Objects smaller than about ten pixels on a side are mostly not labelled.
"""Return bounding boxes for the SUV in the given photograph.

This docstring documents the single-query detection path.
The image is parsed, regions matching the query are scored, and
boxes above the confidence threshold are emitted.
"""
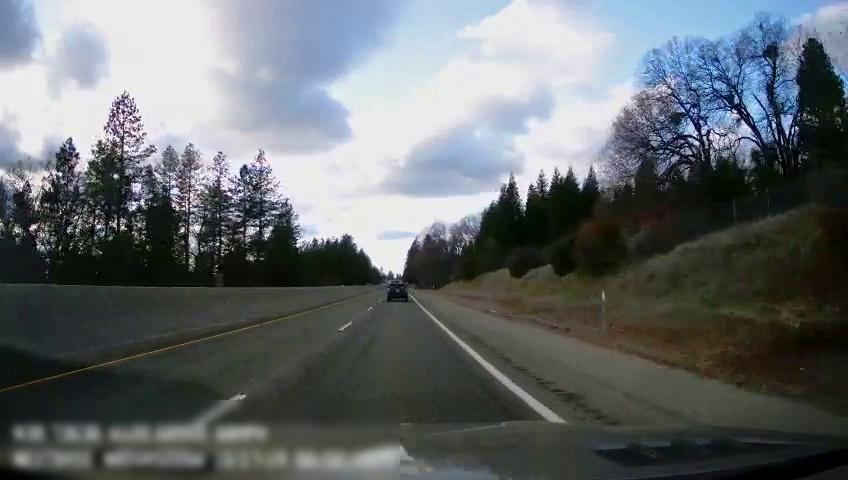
[386,282,410,303]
